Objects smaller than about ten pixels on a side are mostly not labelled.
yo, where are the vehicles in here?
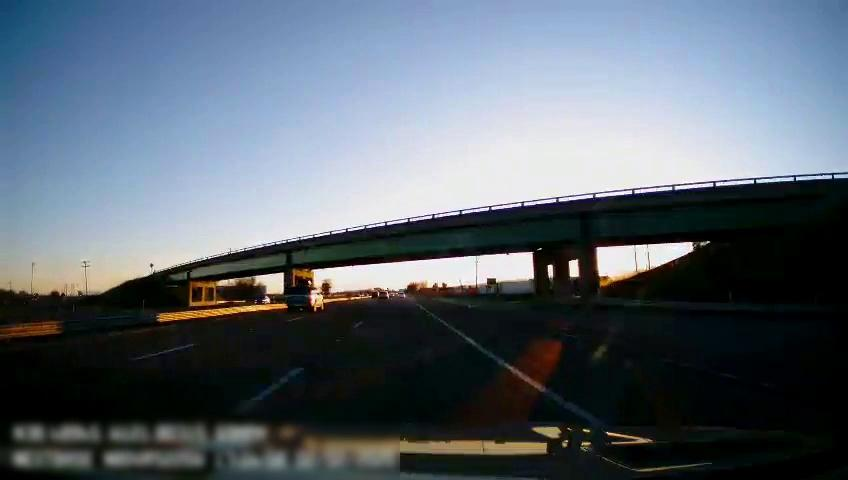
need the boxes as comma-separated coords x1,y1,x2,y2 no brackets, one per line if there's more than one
378,290,389,300
285,277,325,314
254,295,271,305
